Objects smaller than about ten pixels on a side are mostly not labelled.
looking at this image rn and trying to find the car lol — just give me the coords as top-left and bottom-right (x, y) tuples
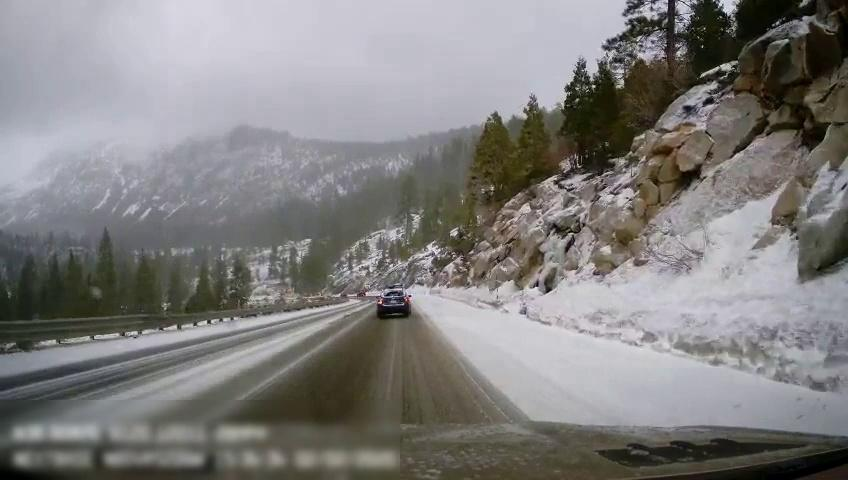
(376, 285), (411, 318)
